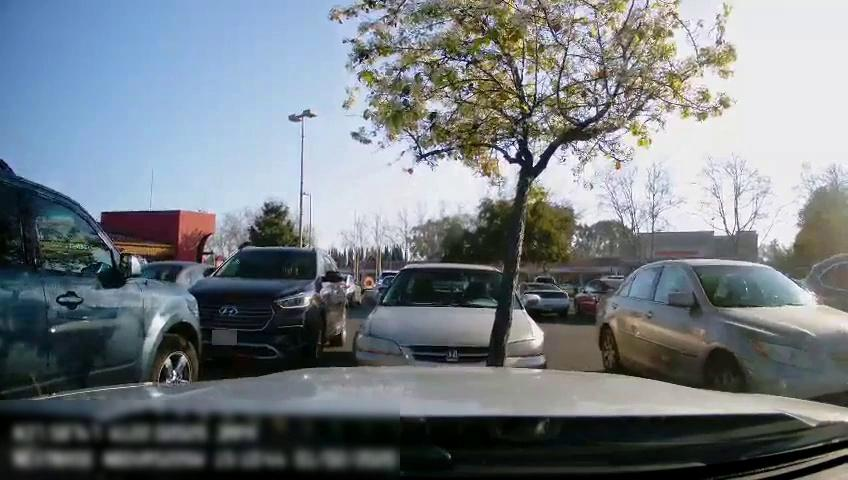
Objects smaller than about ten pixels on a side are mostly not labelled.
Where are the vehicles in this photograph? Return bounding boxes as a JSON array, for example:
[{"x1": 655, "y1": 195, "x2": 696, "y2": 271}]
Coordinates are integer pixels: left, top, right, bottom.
[
  {"x1": 346, "y1": 274, "x2": 362, "y2": 307},
  {"x1": 376, "y1": 276, "x2": 395, "y2": 306},
  {"x1": 515, "y1": 282, "x2": 570, "y2": 321},
  {"x1": 0, "y1": 159, "x2": 201, "y2": 401},
  {"x1": 795, "y1": 254, "x2": 848, "y2": 312},
  {"x1": 143, "y1": 261, "x2": 218, "y2": 291},
  {"x1": 595, "y1": 259, "x2": 848, "y2": 407},
  {"x1": 188, "y1": 246, "x2": 347, "y2": 368},
  {"x1": 529, "y1": 275, "x2": 555, "y2": 283},
  {"x1": 573, "y1": 279, "x2": 626, "y2": 324},
  {"x1": 351, "y1": 263, "x2": 546, "y2": 369},
  {"x1": 379, "y1": 271, "x2": 399, "y2": 286}
]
